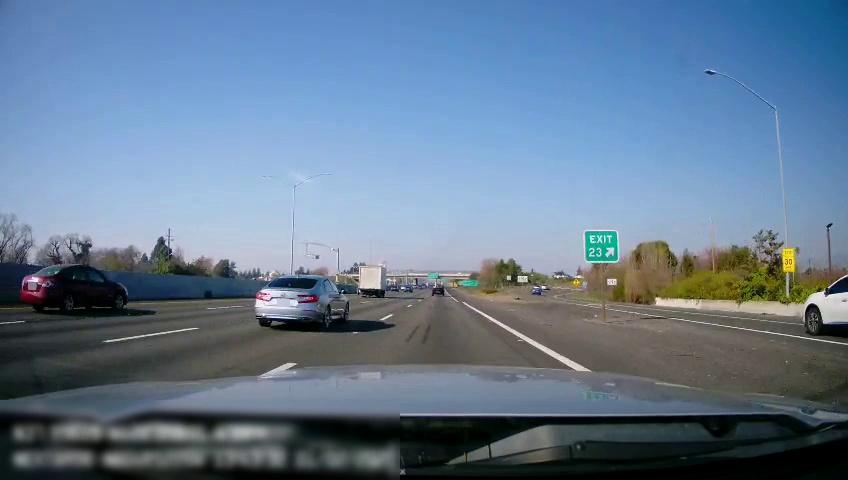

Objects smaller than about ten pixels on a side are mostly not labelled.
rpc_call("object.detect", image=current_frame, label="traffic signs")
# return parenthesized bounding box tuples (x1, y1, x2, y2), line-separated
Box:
(782, 248, 795, 272)
(606, 278, 617, 286)
(428, 272, 439, 279)
(583, 229, 619, 263)
(517, 275, 529, 282)
(463, 279, 477, 286)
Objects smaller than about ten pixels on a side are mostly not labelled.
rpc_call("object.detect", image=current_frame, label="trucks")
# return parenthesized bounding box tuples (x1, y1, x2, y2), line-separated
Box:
(431, 283, 445, 296)
(359, 265, 387, 299)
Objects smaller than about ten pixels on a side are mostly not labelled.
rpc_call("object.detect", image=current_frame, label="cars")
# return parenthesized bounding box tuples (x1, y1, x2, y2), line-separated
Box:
(254, 275, 351, 331)
(20, 263, 130, 317)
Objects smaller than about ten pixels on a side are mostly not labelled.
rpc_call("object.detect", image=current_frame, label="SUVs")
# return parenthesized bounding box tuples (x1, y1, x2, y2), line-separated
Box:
(802, 275, 848, 337)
